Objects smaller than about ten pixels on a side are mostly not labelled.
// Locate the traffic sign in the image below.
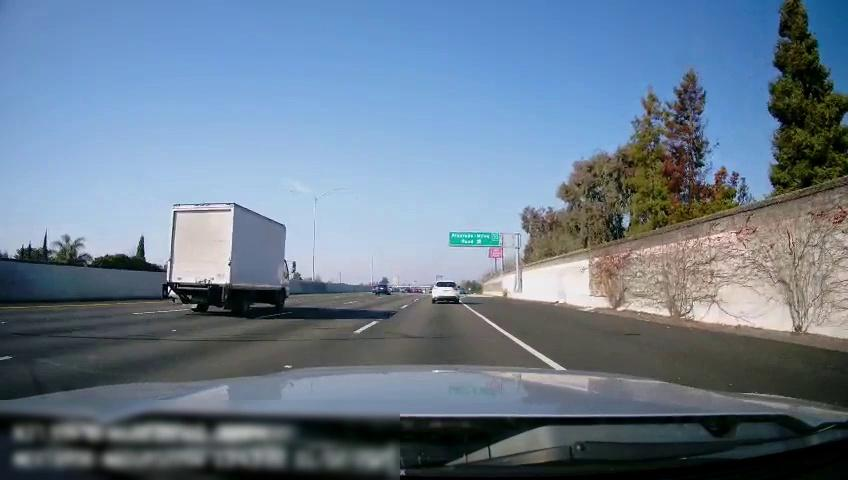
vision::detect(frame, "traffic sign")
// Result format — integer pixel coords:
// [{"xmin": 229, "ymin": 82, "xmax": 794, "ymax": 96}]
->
[{"xmin": 448, "ymin": 230, "xmax": 502, "ymax": 248}]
